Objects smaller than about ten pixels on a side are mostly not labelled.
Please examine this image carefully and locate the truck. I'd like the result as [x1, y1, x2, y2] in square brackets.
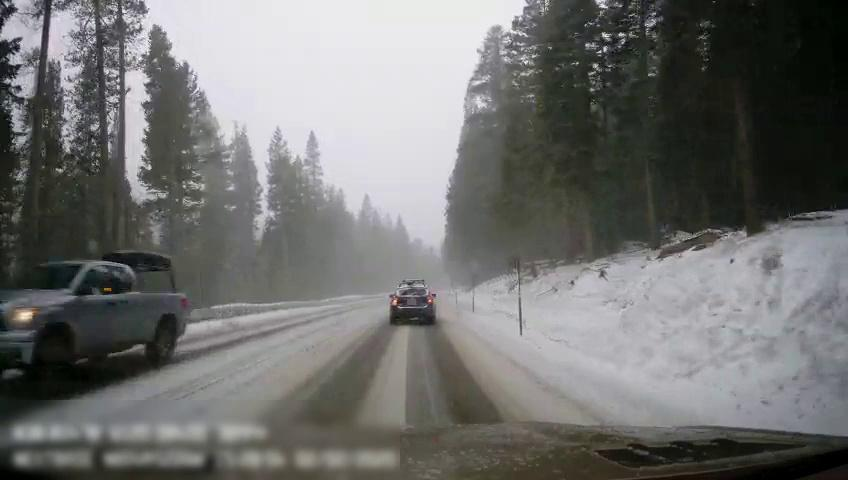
[0, 248, 190, 389]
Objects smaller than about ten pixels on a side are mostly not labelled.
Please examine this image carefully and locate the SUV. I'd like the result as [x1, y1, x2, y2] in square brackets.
[389, 279, 437, 325]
